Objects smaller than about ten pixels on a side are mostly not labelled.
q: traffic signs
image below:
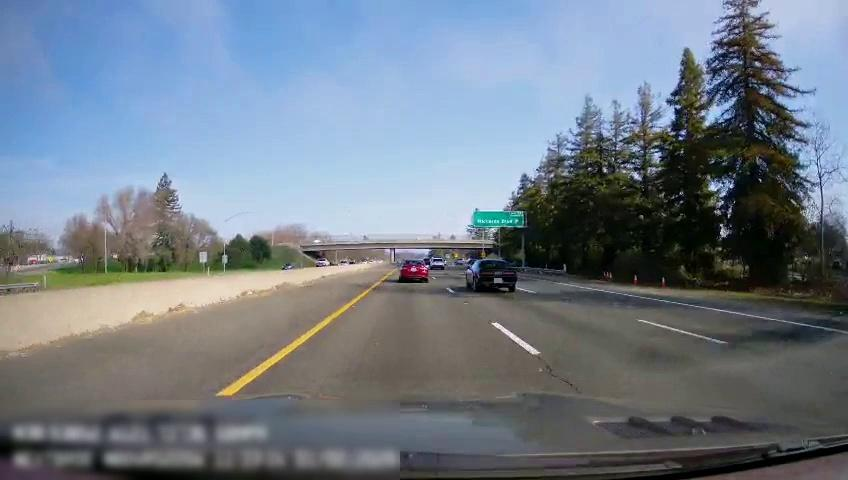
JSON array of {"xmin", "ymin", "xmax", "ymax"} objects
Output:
[{"xmin": 472, "ymin": 210, "xmax": 528, "ymax": 228}]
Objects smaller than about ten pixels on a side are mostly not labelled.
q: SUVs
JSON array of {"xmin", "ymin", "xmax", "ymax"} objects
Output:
[{"xmin": 429, "ymin": 256, "xmax": 446, "ymax": 270}]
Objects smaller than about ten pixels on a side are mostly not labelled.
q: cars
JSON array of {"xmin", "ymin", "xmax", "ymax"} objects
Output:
[
  {"xmin": 464, "ymin": 258, "xmax": 519, "ymax": 293},
  {"xmin": 398, "ymin": 259, "xmax": 430, "ymax": 283}
]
